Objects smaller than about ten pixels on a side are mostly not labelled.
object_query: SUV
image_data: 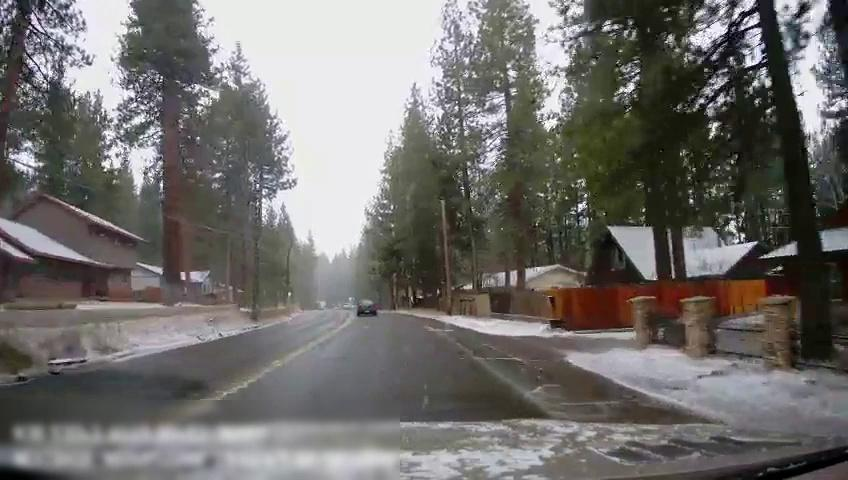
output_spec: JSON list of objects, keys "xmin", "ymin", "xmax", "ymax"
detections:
[{"xmin": 355, "ymin": 298, "xmax": 379, "ymax": 317}]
